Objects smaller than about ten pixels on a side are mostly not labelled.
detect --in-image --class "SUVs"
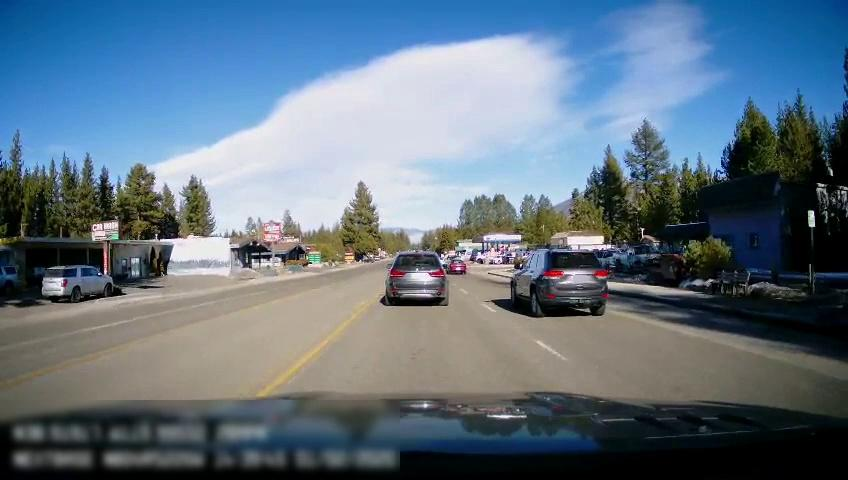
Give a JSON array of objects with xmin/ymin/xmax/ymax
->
[
  {"xmin": 383, "ymin": 253, "xmax": 446, "ymax": 305},
  {"xmin": 41, "ymin": 265, "xmax": 115, "ymax": 303},
  {"xmin": 508, "ymin": 249, "xmax": 609, "ymax": 320}
]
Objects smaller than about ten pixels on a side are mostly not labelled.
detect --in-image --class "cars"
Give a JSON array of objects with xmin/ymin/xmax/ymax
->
[{"xmin": 447, "ymin": 257, "xmax": 468, "ymax": 274}]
